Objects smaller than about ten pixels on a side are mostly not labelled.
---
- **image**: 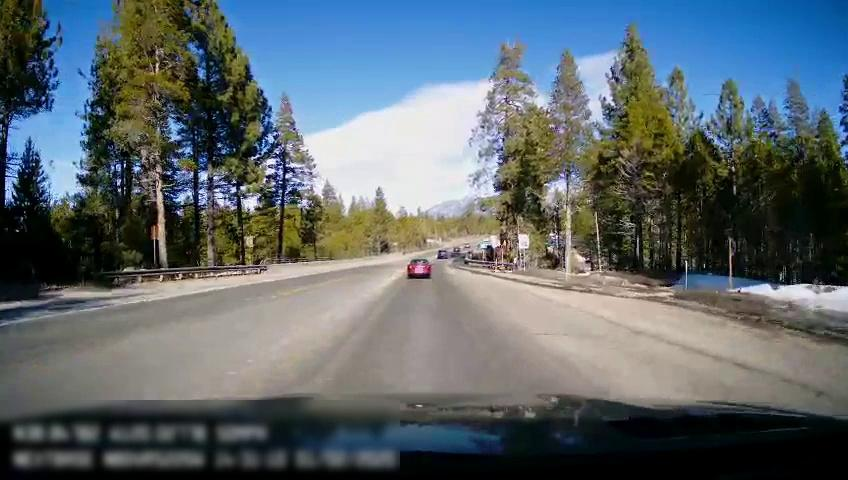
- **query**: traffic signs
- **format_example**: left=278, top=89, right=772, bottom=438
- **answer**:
left=519, top=233, right=530, bottom=249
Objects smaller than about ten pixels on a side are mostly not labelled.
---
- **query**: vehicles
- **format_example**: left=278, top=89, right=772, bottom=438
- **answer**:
left=436, top=250, right=449, bottom=260
left=407, top=258, right=433, bottom=278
